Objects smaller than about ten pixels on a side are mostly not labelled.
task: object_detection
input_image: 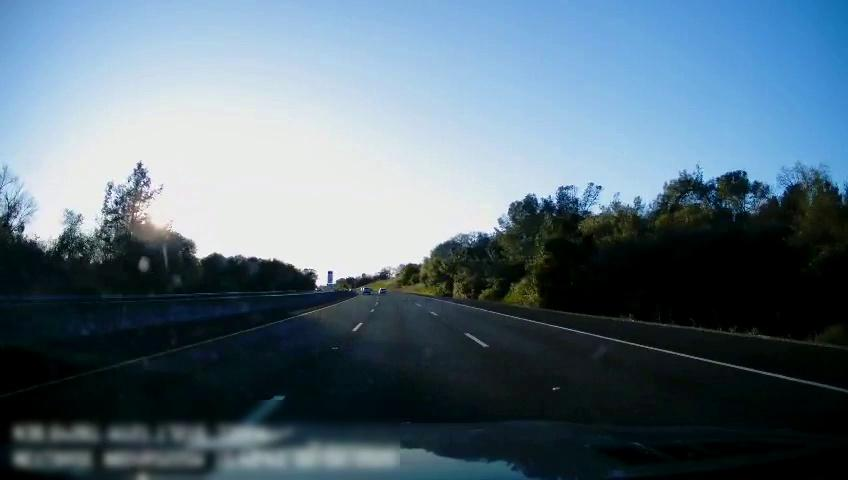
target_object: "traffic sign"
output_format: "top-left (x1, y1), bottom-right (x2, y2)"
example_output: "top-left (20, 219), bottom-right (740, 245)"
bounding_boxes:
top-left (327, 271), bottom-right (334, 284)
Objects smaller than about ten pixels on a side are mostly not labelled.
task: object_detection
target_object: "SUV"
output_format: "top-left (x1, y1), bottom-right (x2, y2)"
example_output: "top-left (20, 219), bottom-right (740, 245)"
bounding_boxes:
top-left (361, 286), bottom-right (374, 295)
